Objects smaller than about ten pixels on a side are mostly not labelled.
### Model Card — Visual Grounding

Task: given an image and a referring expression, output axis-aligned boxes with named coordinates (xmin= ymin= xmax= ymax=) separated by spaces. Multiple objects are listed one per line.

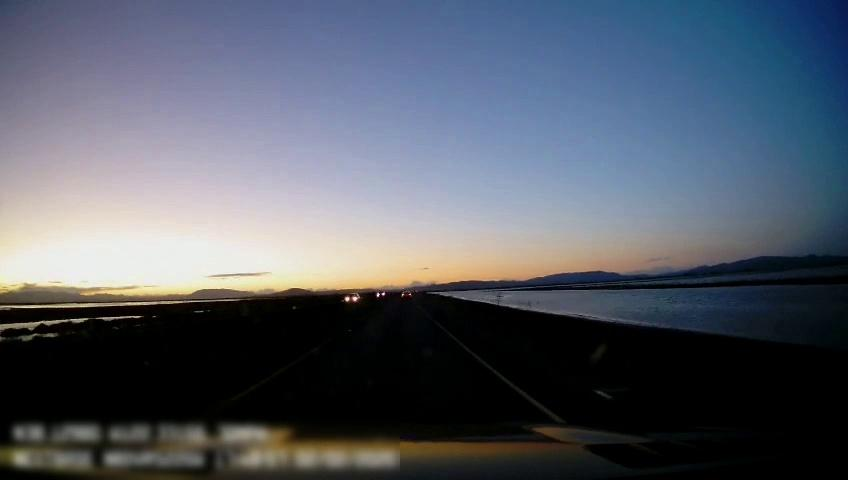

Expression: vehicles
xmin=344 ymin=292 xmax=361 ymax=304
xmin=375 ymin=291 xmax=387 ymax=298
xmin=401 ymin=290 xmax=413 ymax=299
